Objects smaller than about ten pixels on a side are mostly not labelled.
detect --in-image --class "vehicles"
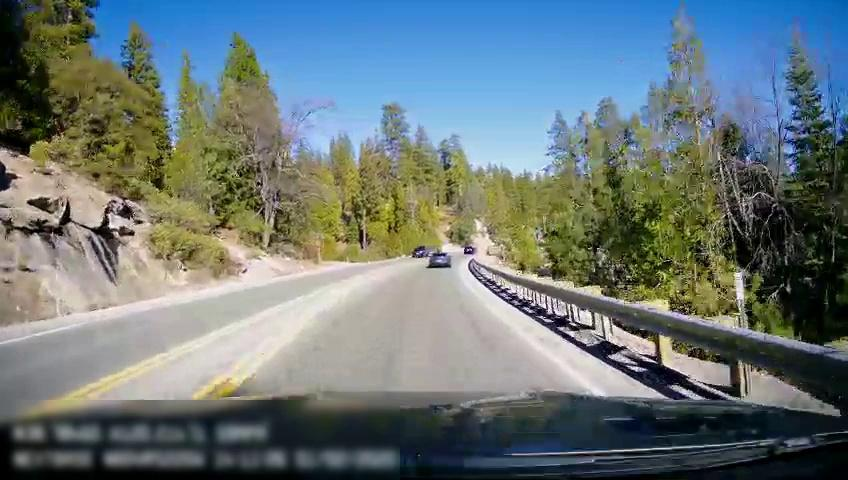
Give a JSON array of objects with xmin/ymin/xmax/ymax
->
[
  {"xmin": 463, "ymin": 244, "xmax": 475, "ymax": 255},
  {"xmin": 412, "ymin": 245, "xmax": 429, "ymax": 258},
  {"xmin": 429, "ymin": 250, "xmax": 449, "ymax": 268}
]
